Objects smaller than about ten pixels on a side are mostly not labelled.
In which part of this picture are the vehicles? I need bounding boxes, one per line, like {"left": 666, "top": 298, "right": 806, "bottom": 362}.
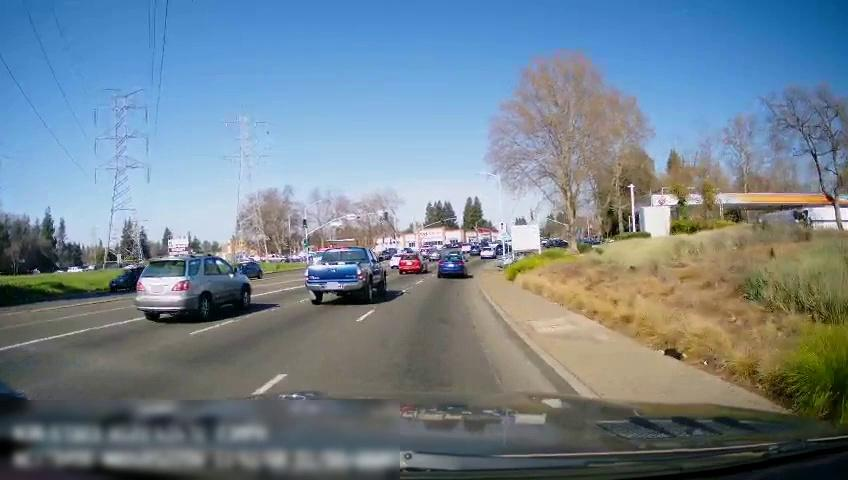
{"left": 135, "top": 255, "right": 253, "bottom": 323}
{"left": 495, "top": 253, "right": 512, "bottom": 270}
{"left": 428, "top": 250, "right": 442, "bottom": 262}
{"left": 262, "top": 254, "right": 288, "bottom": 263}
{"left": 237, "top": 261, "right": 263, "bottom": 280}
{"left": 469, "top": 245, "right": 481, "bottom": 256}
{"left": 480, "top": 246, "right": 496, "bottom": 259}
{"left": 67, "top": 266, "right": 83, "bottom": 272}
{"left": 398, "top": 254, "right": 422, "bottom": 275}
{"left": 304, "top": 248, "right": 387, "bottom": 306}
{"left": 108, "top": 267, "right": 144, "bottom": 292}
{"left": 389, "top": 254, "right": 404, "bottom": 270}
{"left": 495, "top": 244, "right": 508, "bottom": 255}
{"left": 436, "top": 254, "right": 466, "bottom": 279}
